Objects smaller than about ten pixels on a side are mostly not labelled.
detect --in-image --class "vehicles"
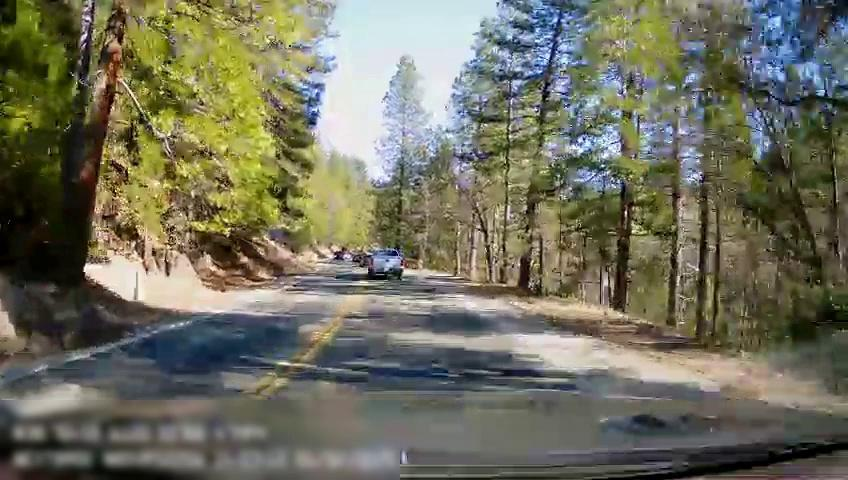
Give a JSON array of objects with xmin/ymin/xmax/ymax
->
[
  {"xmin": 333, "ymin": 251, "xmax": 344, "ymax": 260},
  {"xmin": 367, "ymin": 247, "xmax": 404, "ymax": 278},
  {"xmin": 359, "ymin": 254, "xmax": 373, "ymax": 268}
]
